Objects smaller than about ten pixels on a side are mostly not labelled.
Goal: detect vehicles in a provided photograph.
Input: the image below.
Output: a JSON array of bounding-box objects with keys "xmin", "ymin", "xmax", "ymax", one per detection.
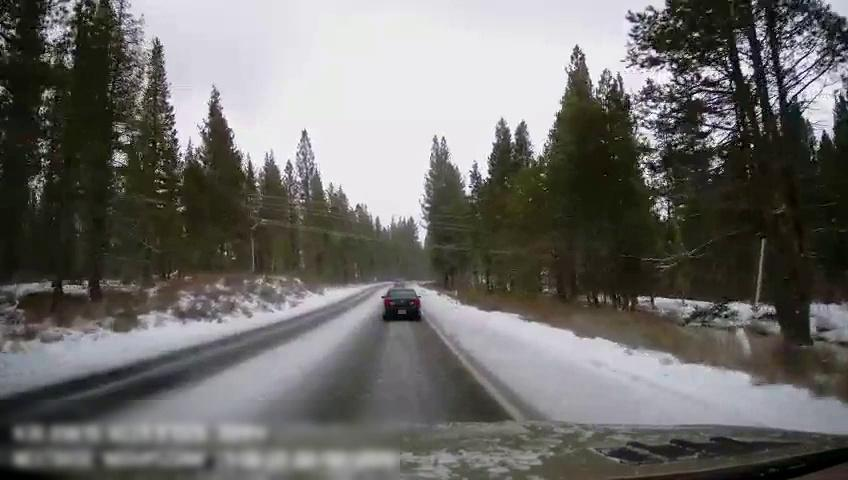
[
  {"xmin": 393, "ymin": 278, "xmax": 407, "ymax": 290},
  {"xmin": 381, "ymin": 288, "xmax": 422, "ymax": 321}
]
